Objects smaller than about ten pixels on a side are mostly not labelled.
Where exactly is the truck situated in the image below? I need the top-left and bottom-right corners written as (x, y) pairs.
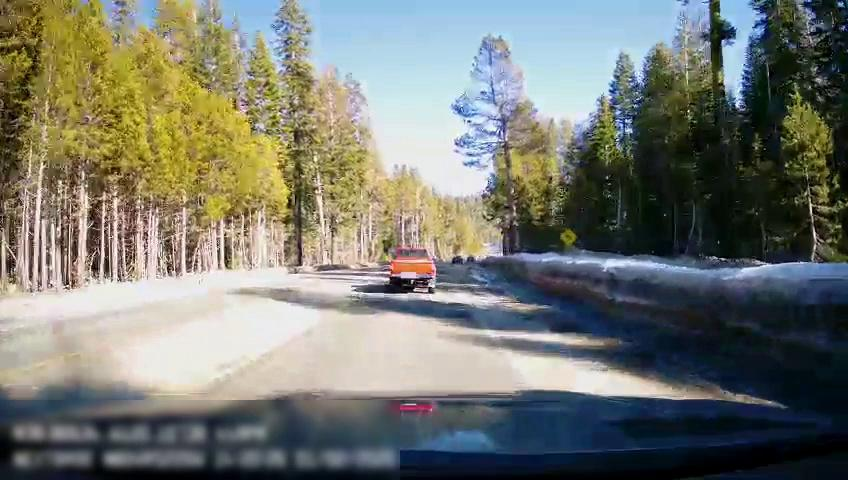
top-left (388, 247), bottom-right (437, 294)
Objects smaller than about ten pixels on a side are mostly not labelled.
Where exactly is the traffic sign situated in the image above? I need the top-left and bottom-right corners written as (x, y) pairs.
top-left (558, 227), bottom-right (578, 247)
